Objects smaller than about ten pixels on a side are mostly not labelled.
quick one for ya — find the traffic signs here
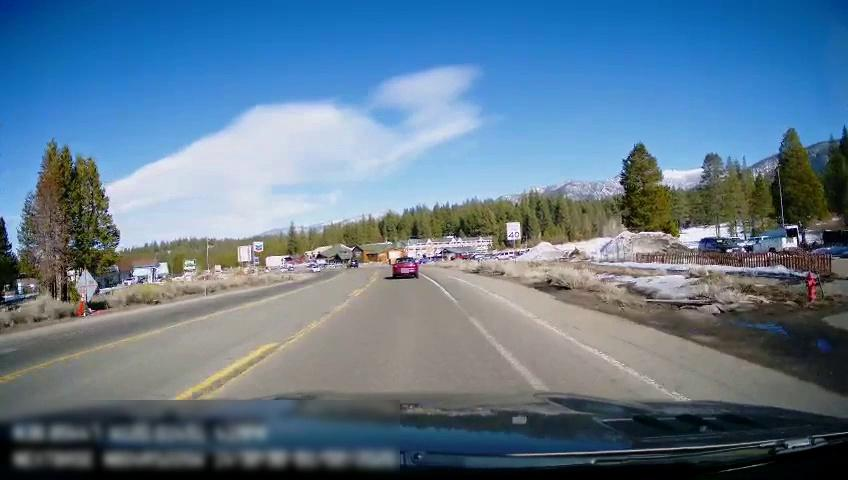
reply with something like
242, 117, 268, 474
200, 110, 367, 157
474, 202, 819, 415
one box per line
506, 222, 521, 240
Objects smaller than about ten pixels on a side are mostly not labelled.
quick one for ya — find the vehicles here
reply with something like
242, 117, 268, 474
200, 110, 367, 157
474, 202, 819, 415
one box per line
697, 237, 746, 259
764, 225, 802, 249
392, 257, 418, 278
745, 235, 798, 254
727, 236, 755, 254
348, 260, 359, 268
